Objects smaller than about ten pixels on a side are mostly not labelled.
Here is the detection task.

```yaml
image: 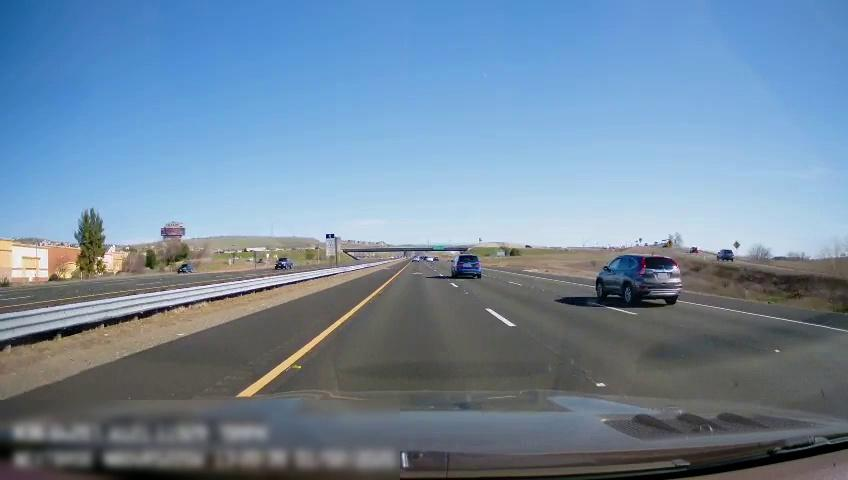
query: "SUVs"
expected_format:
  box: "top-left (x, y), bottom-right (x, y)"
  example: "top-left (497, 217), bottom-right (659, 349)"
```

top-left (274, 258), bottom-right (293, 270)
top-left (594, 254), bottom-right (682, 306)
top-left (716, 249), bottom-right (734, 262)
top-left (178, 264), bottom-right (194, 274)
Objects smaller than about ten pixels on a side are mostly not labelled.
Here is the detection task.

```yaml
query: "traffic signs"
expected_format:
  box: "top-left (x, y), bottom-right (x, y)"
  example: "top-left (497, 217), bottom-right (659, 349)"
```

top-left (432, 245), bottom-right (444, 250)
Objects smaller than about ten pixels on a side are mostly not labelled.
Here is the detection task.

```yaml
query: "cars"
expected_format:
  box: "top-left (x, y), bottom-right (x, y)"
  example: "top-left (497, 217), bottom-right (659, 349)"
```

top-left (451, 255), bottom-right (482, 279)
